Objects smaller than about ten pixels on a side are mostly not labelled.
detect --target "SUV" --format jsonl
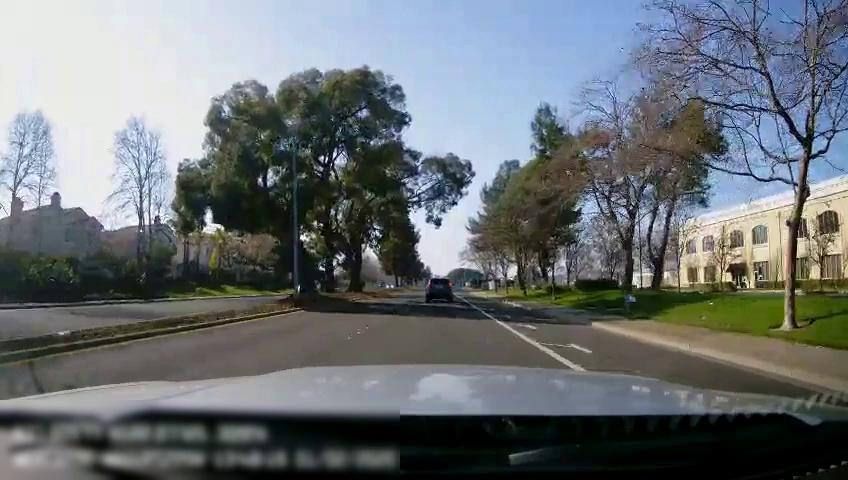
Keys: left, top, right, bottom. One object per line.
{"left": 424, "top": 278, "right": 454, "bottom": 303}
